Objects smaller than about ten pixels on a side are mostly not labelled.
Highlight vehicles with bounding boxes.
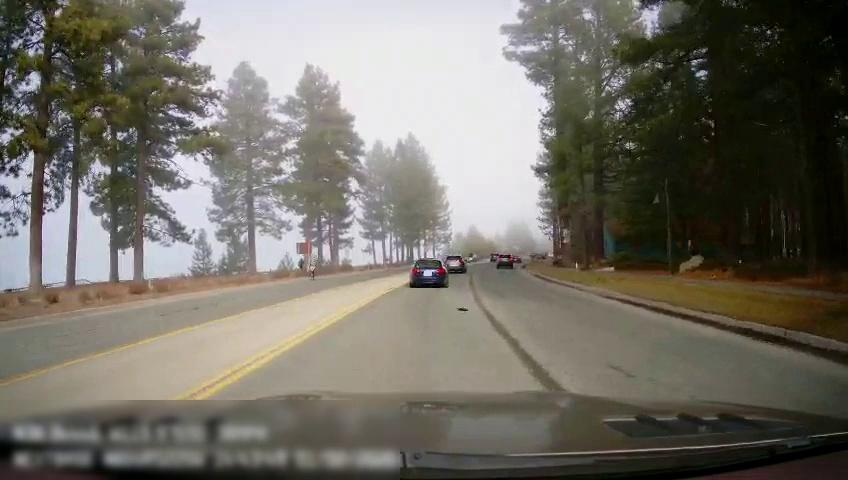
[465,253,478,265]
[444,256,464,272]
[411,259,447,288]
[489,253,500,262]
[498,254,515,268]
